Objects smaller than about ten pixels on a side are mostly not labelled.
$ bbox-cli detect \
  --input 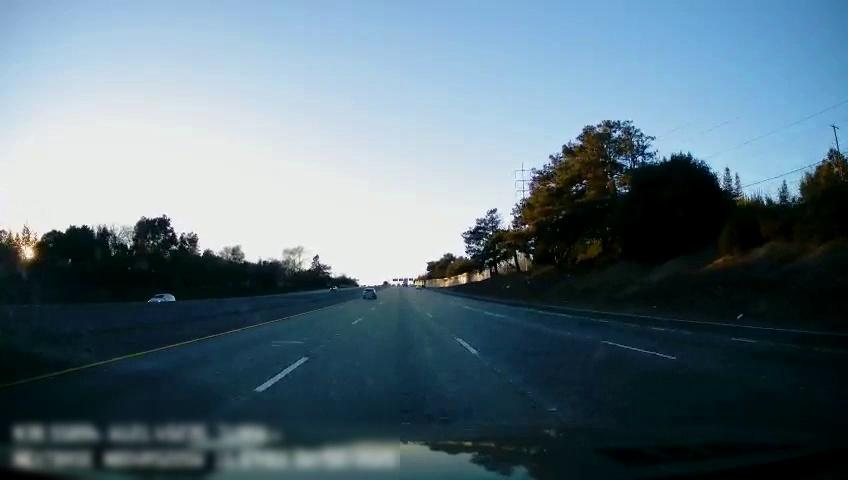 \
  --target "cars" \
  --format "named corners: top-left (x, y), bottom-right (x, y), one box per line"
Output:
top-left (363, 287), bottom-right (380, 300)
top-left (148, 292), bottom-right (177, 303)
